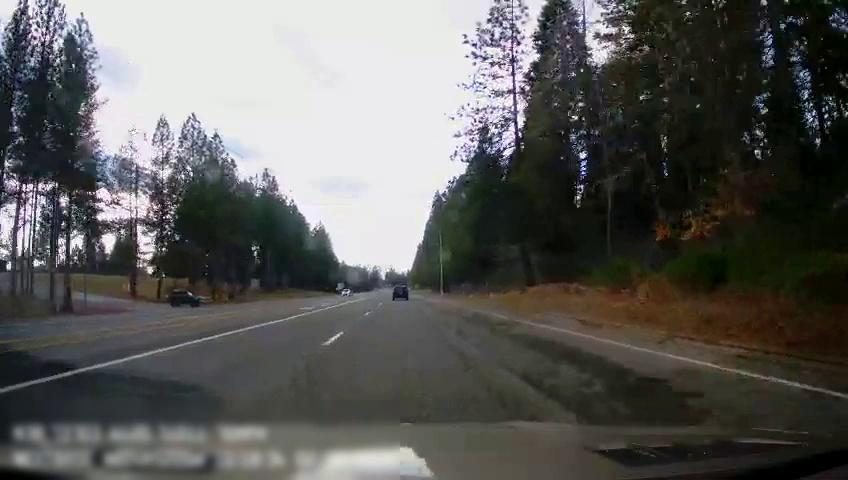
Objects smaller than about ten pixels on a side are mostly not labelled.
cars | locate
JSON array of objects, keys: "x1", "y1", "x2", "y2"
[{"x1": 168, "y1": 290, "x2": 203, "y2": 308}]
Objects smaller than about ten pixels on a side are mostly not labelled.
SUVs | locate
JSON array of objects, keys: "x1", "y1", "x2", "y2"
[
  {"x1": 341, "y1": 289, "x2": 353, "y2": 297},
  {"x1": 392, "y1": 286, "x2": 408, "y2": 301}
]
